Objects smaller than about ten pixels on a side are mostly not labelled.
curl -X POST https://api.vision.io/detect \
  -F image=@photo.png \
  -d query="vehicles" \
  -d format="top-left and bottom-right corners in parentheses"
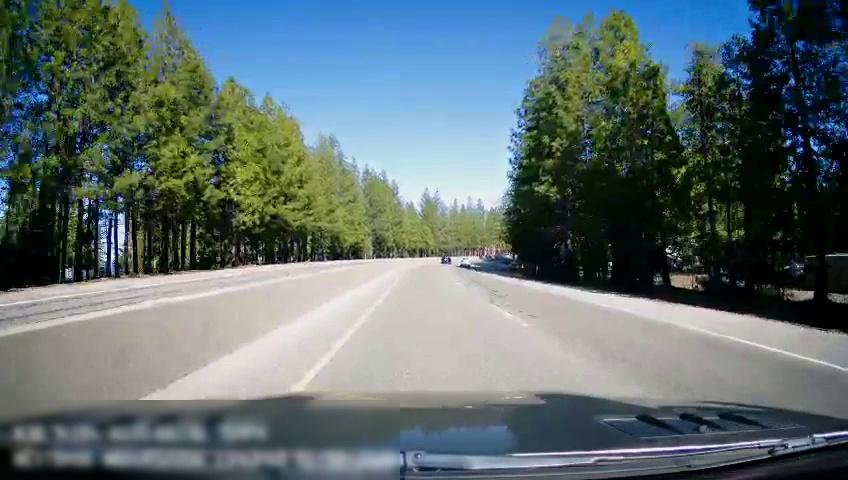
top-left (440, 255), bottom-right (452, 265)
top-left (458, 257), bottom-right (472, 268)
